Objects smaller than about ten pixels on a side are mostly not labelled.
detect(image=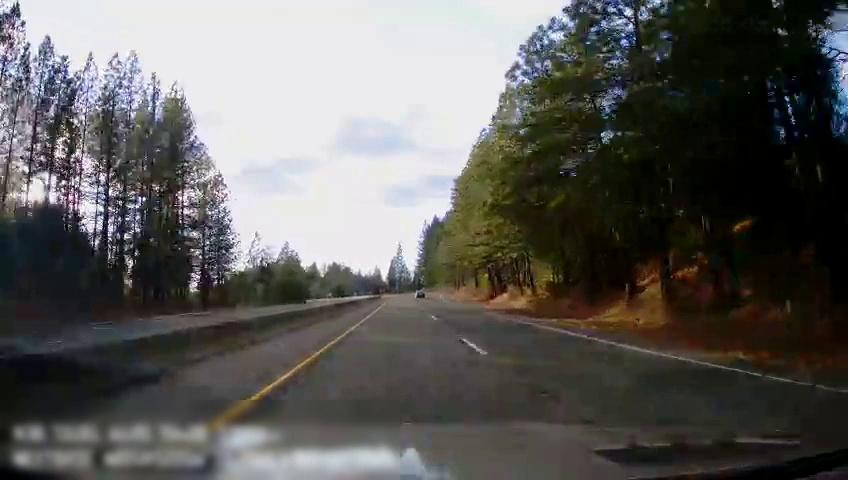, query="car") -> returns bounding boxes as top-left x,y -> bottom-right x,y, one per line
415,289 -> 426,299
